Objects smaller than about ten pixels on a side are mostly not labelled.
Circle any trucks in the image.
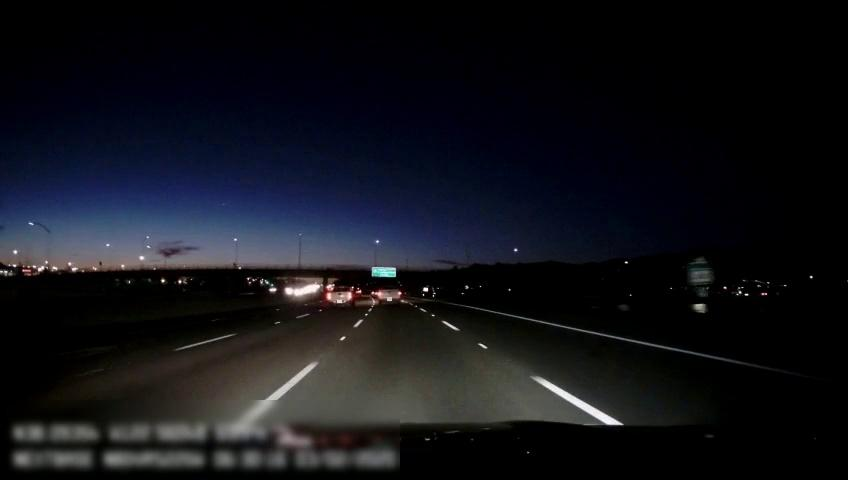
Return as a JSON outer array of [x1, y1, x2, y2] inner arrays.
[[377, 288, 401, 305], [322, 282, 356, 309]]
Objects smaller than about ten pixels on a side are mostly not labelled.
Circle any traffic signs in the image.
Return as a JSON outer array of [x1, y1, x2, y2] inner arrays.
[[371, 266, 397, 279], [688, 260, 713, 285]]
